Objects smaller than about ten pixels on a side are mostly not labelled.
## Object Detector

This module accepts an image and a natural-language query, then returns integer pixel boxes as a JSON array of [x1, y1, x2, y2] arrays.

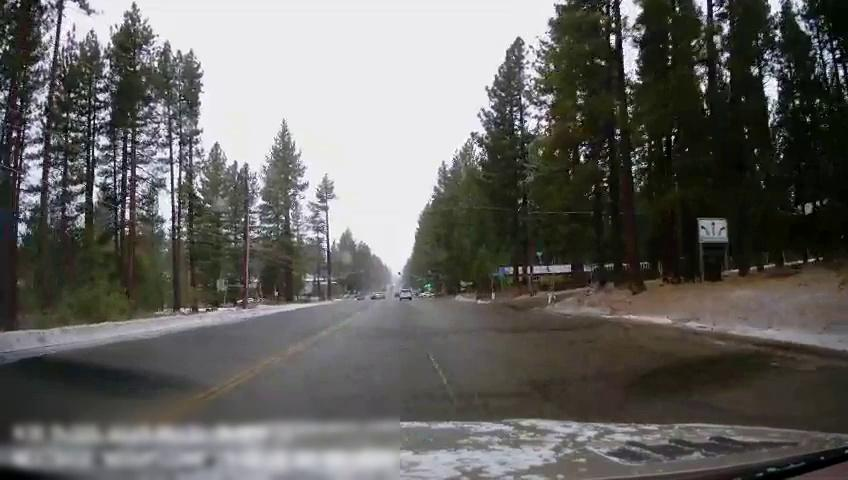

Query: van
[[399, 288, 414, 301]]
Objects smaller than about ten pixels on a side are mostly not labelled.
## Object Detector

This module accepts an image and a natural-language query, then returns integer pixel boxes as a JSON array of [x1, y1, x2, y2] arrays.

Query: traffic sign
[[699, 217, 729, 244]]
